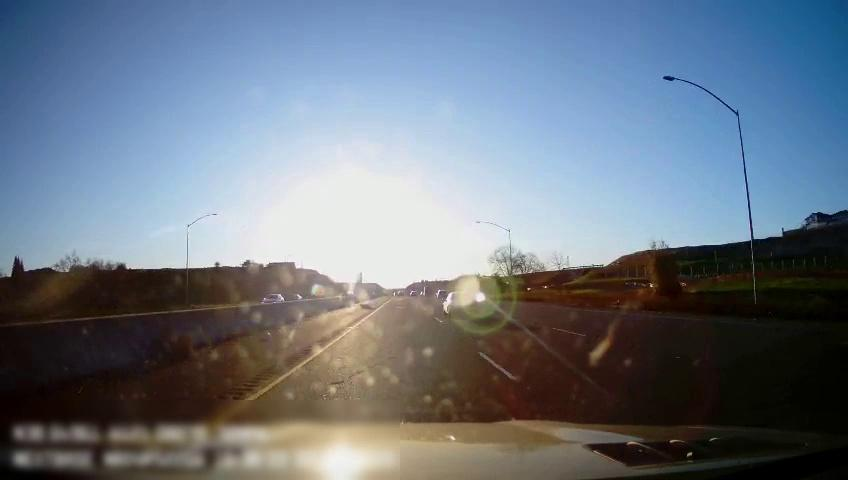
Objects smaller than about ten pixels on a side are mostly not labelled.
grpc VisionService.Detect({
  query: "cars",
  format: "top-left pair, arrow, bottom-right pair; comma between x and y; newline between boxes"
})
443,291 -> 471,318
286,294 -> 302,301
260,294 -> 285,304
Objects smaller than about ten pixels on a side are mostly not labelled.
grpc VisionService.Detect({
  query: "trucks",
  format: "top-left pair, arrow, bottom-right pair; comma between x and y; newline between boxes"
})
424,286 -> 432,296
